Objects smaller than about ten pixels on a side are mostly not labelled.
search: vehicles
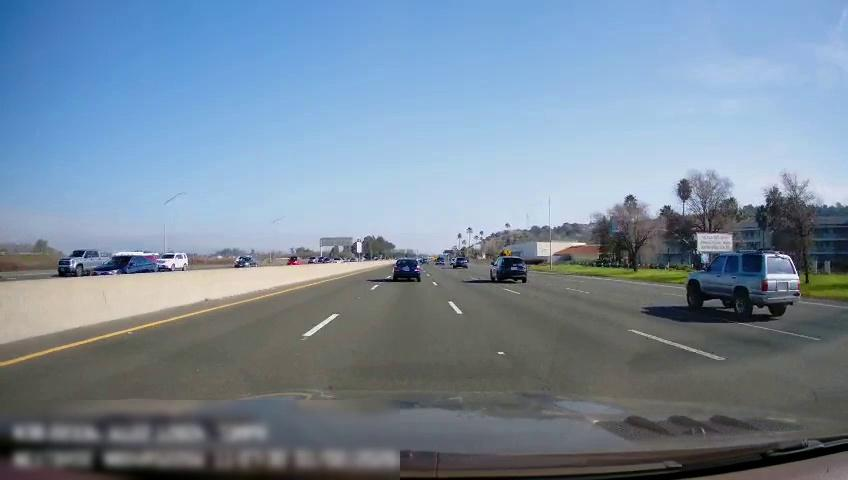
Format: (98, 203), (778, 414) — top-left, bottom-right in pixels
(391, 259), (422, 283)
(234, 256), (259, 268)
(93, 254), (159, 276)
(686, 249), (802, 320)
(56, 248), (111, 279)
(287, 259), (304, 266)
(307, 256), (319, 265)
(489, 255), (528, 283)
(452, 256), (468, 269)
(155, 252), (189, 273)
(112, 251), (161, 259)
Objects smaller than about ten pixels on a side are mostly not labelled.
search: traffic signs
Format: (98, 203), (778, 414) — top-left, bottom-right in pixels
(321, 237), (353, 247)
(701, 252), (710, 264)
(356, 238), (363, 254)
